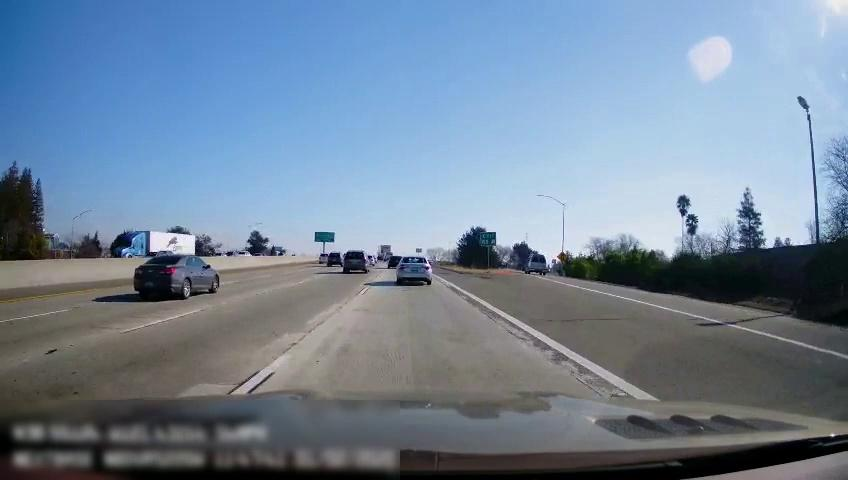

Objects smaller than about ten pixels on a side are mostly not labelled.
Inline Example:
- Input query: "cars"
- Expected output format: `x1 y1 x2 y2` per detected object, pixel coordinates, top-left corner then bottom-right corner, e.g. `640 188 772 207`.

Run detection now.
395 256 433 286
132 254 221 301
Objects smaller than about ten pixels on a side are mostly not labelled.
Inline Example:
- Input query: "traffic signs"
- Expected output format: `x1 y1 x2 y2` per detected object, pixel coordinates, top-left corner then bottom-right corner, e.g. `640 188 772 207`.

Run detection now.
480 232 496 246
556 252 567 260
313 231 336 243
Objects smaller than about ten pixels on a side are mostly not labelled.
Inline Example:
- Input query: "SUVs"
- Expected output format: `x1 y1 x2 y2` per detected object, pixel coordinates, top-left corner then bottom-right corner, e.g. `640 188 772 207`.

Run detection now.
342 249 372 275
318 252 330 265
237 251 253 257
388 256 403 271
326 251 345 268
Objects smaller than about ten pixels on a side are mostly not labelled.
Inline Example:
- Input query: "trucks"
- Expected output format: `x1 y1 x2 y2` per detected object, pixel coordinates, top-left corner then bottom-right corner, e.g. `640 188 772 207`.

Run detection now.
380 243 393 260
110 230 196 258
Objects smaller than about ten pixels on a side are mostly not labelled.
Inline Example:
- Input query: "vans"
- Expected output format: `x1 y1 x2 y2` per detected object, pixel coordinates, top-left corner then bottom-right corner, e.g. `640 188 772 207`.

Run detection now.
523 253 549 277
